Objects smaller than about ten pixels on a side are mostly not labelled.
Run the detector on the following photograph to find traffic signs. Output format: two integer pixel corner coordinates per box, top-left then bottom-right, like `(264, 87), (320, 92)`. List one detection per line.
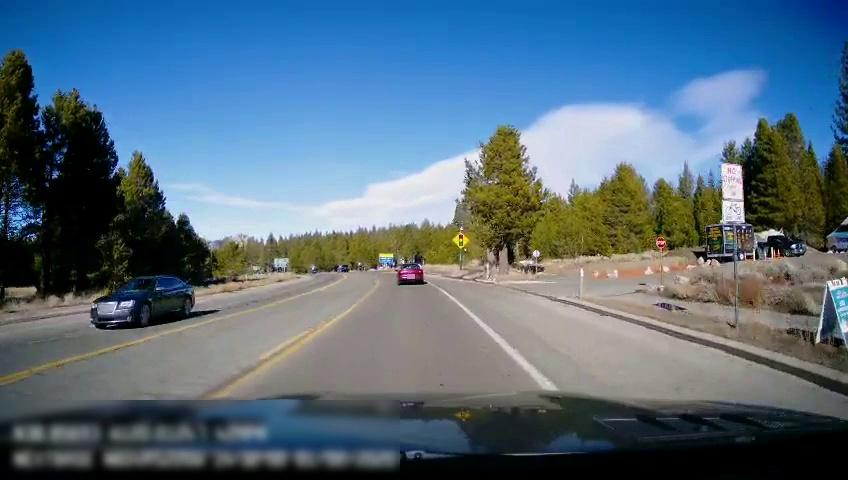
(656, 236), (667, 250)
(378, 253), (394, 265)
(452, 232), (470, 249)
(721, 163), (744, 200)
(722, 201), (745, 224)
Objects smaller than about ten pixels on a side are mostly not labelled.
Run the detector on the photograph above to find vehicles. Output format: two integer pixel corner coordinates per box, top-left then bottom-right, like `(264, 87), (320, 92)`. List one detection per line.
(395, 263), (424, 285)
(89, 275), (198, 328)
(337, 264), (349, 273)
(756, 235), (805, 260)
